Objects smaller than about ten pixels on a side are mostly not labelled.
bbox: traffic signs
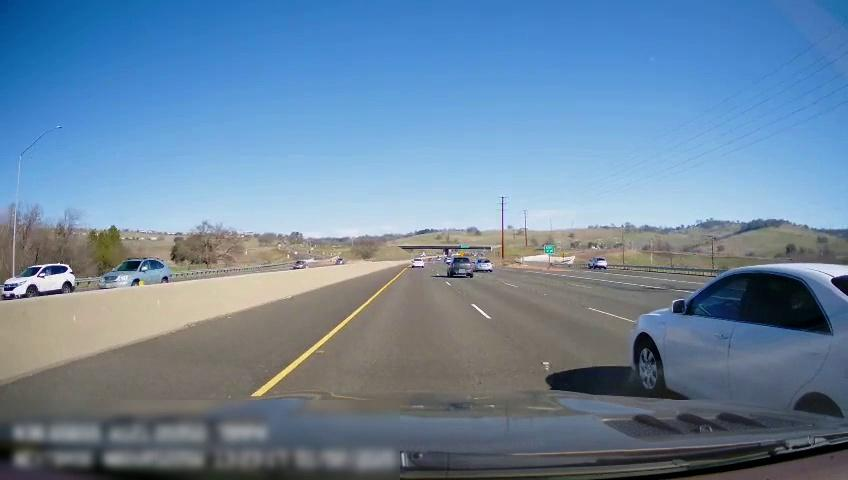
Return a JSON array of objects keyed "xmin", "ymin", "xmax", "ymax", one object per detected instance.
[{"xmin": 543, "ymin": 244, "xmax": 556, "ymax": 255}]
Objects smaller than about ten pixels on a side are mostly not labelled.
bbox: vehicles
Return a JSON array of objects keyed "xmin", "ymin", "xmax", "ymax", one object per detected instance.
[
  {"xmin": 95, "ymin": 258, "xmax": 171, "ymax": 290},
  {"xmin": 446, "ymin": 256, "xmax": 474, "ymax": 277},
  {"xmin": 588, "ymin": 257, "xmax": 608, "ymax": 269},
  {"xmin": 630, "ymin": 263, "xmax": 848, "ymax": 420},
  {"xmin": 473, "ymin": 258, "xmax": 493, "ymax": 272},
  {"xmin": 0, "ymin": 264, "xmax": 77, "ymax": 298},
  {"xmin": 412, "ymin": 257, "xmax": 424, "ymax": 269},
  {"xmin": 293, "ymin": 260, "xmax": 306, "ymax": 269}
]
